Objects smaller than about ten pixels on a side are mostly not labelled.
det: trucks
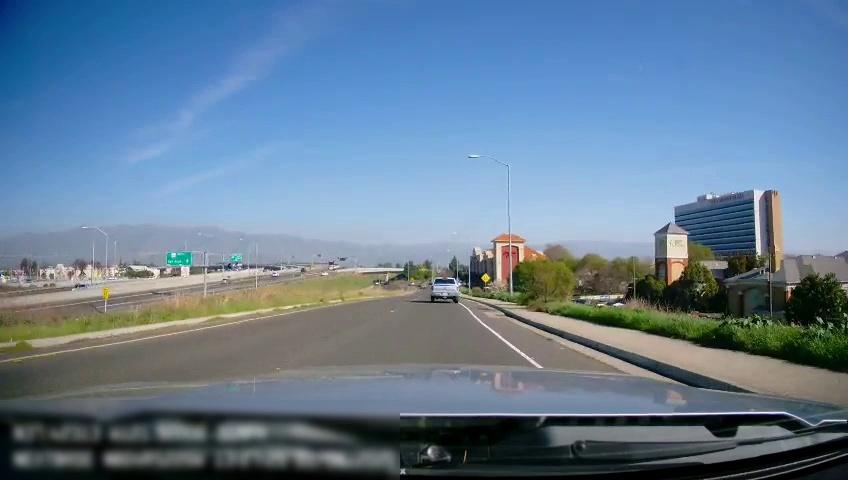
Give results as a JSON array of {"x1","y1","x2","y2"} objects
[{"x1": 427, "y1": 277, "x2": 462, "y2": 304}]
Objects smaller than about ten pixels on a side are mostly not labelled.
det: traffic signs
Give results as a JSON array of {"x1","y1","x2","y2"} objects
[
  {"x1": 165, "y1": 250, "x2": 193, "y2": 267},
  {"x1": 480, "y1": 273, "x2": 491, "y2": 284},
  {"x1": 231, "y1": 255, "x2": 243, "y2": 263}
]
